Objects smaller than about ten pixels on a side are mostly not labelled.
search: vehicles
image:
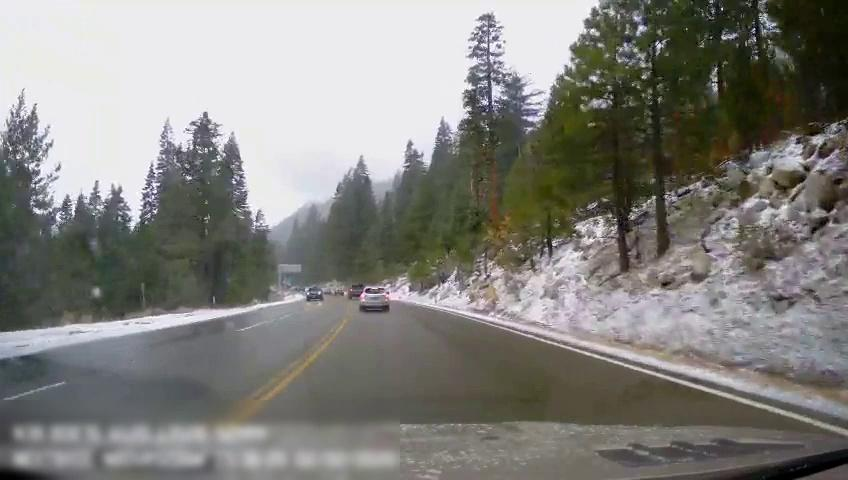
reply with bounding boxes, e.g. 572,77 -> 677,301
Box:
334,287 -> 345,296
359,286 -> 390,312
306,286 -> 324,302
347,284 -> 367,300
